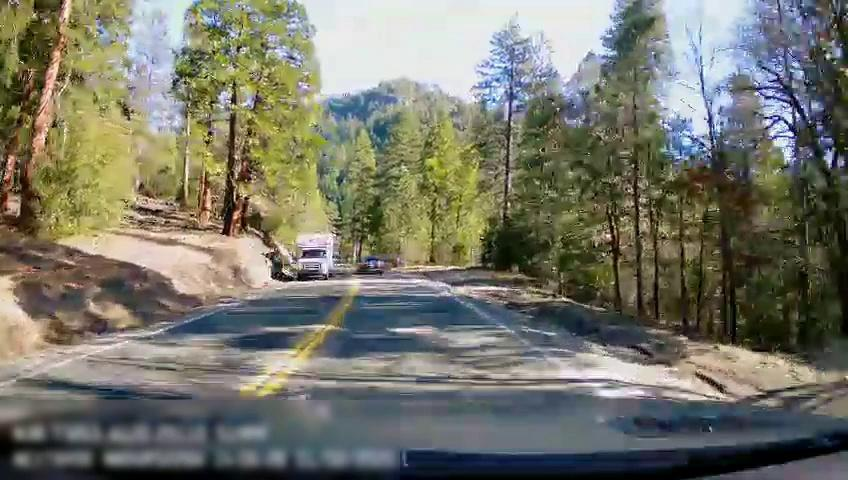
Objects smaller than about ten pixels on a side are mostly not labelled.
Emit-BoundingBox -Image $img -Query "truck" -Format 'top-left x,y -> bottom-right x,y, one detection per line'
294,231 -> 336,282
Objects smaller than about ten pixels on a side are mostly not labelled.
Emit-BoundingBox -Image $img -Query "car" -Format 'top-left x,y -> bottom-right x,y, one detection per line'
356,253 -> 384,275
